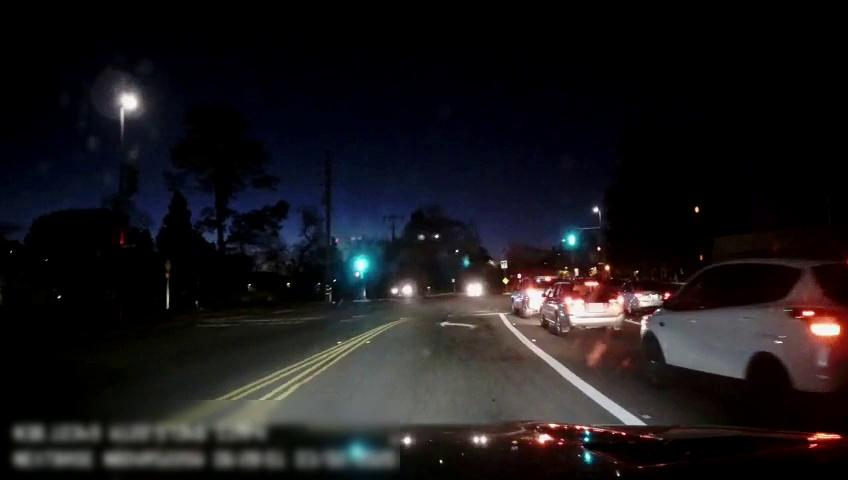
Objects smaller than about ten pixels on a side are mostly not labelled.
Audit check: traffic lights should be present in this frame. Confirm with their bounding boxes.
[356,254,364,272]
[568,226,577,246]
[331,235,338,253]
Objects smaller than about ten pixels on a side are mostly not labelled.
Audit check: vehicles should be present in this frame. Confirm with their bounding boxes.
[510,284,552,319]
[619,280,673,317]
[391,281,424,299]
[539,280,625,339]
[639,258,848,427]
